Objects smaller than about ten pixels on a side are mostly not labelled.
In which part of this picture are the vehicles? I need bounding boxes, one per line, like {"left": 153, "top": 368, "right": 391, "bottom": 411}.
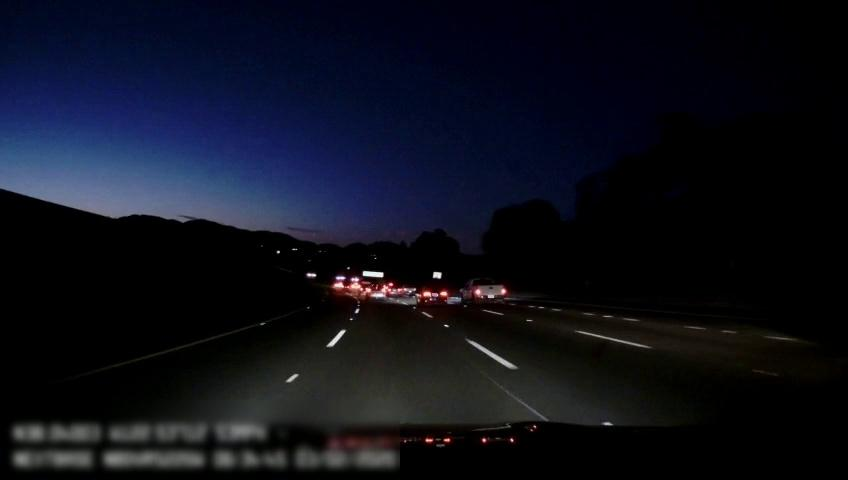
{"left": 415, "top": 283, "right": 448, "bottom": 307}
{"left": 386, "top": 284, "right": 402, "bottom": 298}
{"left": 364, "top": 283, "right": 387, "bottom": 301}
{"left": 460, "top": 277, "right": 505, "bottom": 309}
